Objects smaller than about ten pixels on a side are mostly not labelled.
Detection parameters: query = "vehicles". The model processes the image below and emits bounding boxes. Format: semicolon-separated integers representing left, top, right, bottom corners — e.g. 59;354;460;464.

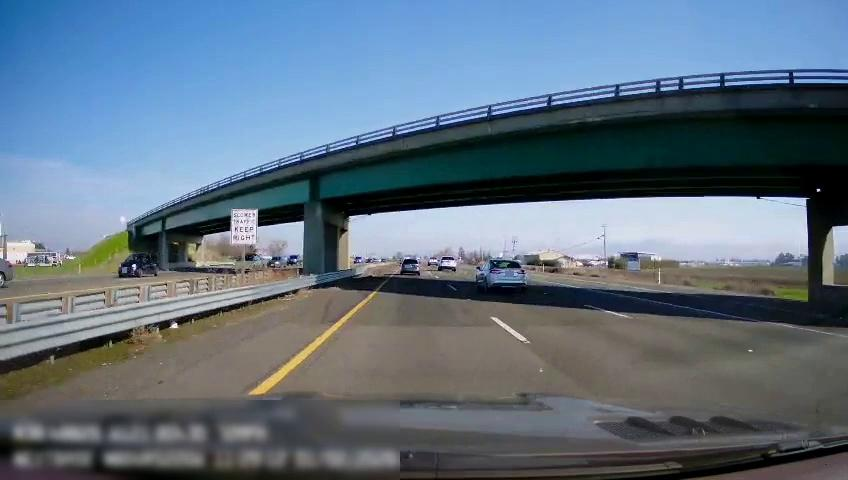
437;255;457;272
232;254;267;274
0;258;14;288
118;254;159;278
474;259;527;295
352;256;365;265
400;258;421;276
286;254;302;266
267;256;287;270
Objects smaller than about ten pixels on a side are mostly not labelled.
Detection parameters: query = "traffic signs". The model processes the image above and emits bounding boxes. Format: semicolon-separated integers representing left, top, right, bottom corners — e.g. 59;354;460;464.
229;208;258;245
